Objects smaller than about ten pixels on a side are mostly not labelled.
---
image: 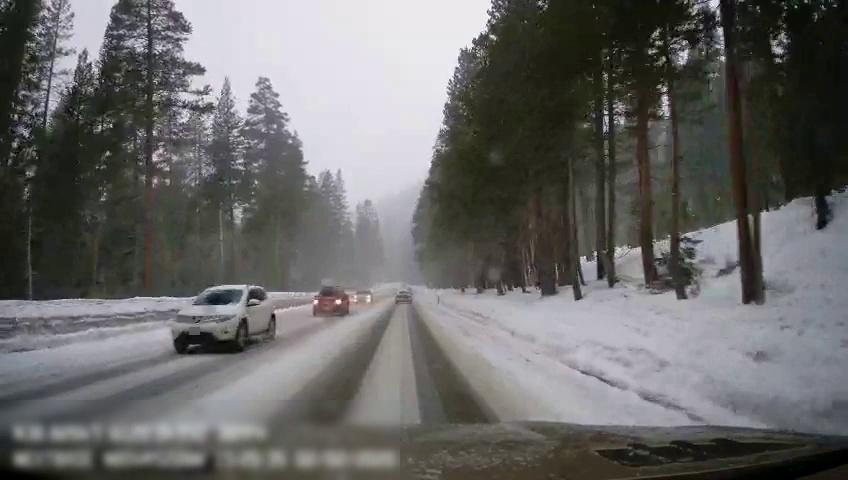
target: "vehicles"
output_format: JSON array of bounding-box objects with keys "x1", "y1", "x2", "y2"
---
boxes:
[
  {"x1": 394, "y1": 289, "x2": 413, "y2": 305},
  {"x1": 311, "y1": 285, "x2": 350, "y2": 317},
  {"x1": 170, "y1": 284, "x2": 277, "y2": 354},
  {"x1": 353, "y1": 289, "x2": 374, "y2": 305}
]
